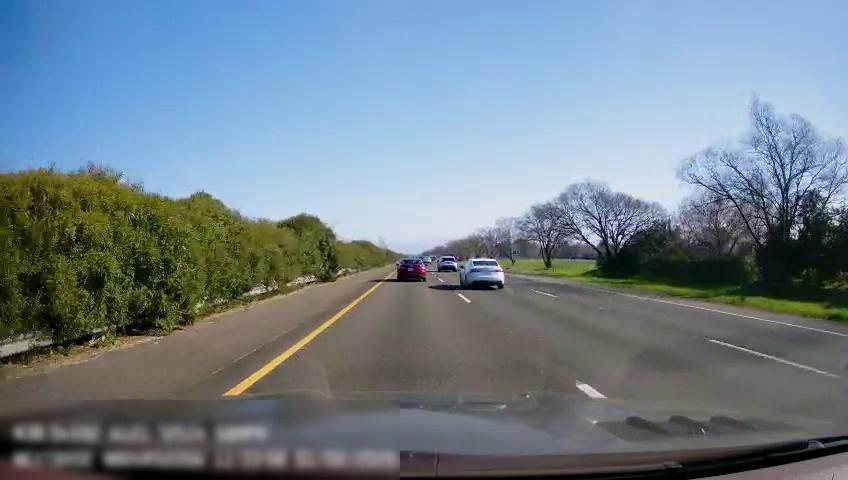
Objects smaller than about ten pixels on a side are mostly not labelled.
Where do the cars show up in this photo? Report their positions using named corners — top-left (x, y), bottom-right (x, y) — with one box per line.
top-left (395, 257), bottom-right (427, 282)
top-left (436, 255), bottom-right (458, 273)
top-left (459, 257), bottom-right (505, 292)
